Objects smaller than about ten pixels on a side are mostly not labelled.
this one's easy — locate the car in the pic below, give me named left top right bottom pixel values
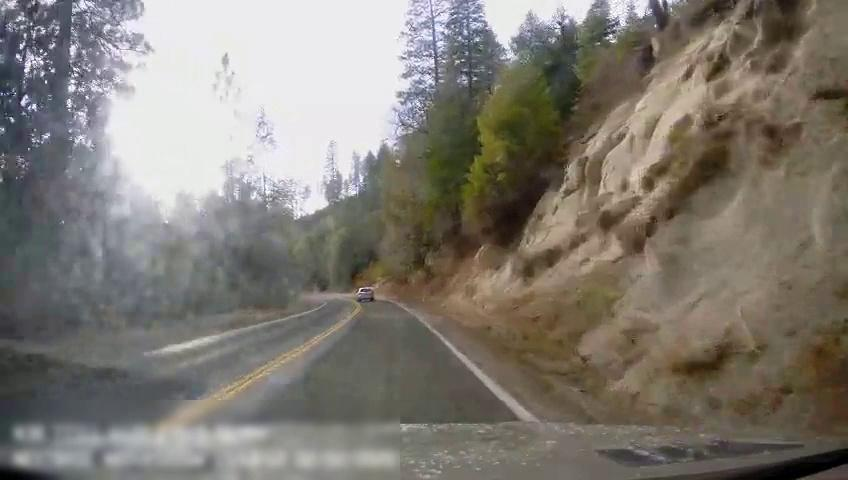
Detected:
left=356, top=287, right=375, bottom=303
